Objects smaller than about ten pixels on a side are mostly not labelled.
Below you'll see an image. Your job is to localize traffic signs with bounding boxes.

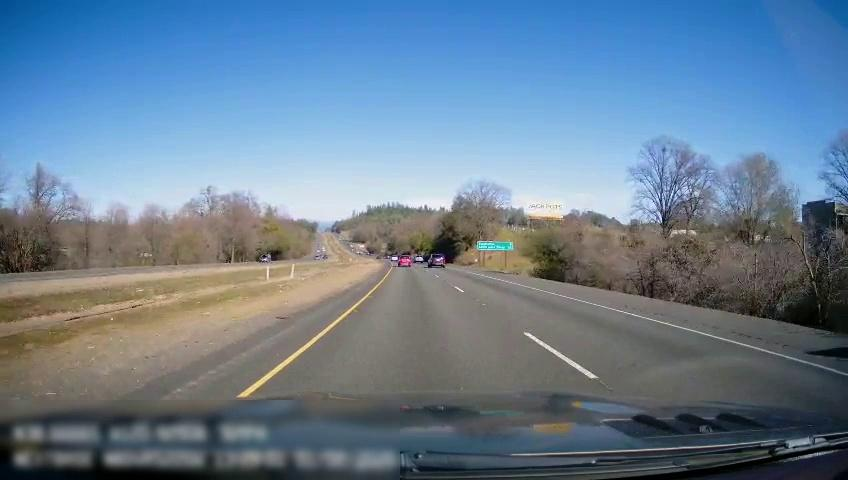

[478,240,514,251]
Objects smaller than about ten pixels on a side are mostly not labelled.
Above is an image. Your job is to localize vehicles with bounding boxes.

[397,255,413,267]
[426,253,446,269]
[413,254,424,263]
[257,254,271,264]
